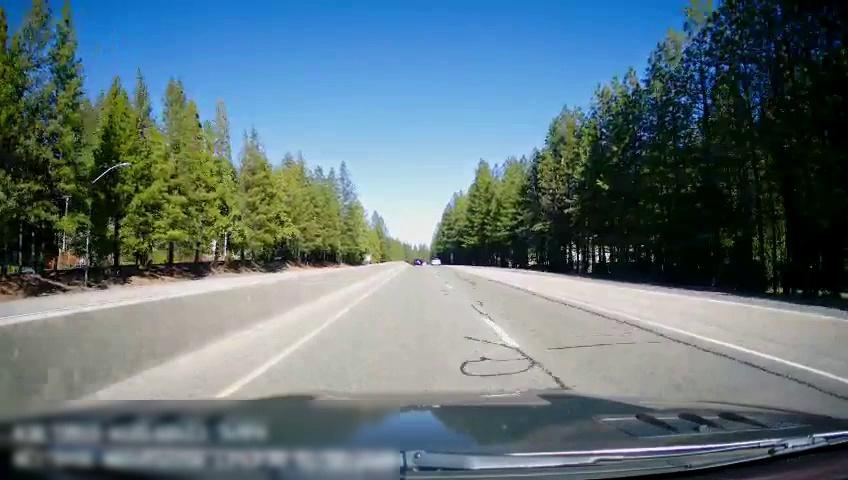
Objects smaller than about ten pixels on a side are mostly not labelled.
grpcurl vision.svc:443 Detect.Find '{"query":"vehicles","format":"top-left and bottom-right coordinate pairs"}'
top-left (412, 257), bottom-right (424, 267)
top-left (430, 257), bottom-right (441, 266)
